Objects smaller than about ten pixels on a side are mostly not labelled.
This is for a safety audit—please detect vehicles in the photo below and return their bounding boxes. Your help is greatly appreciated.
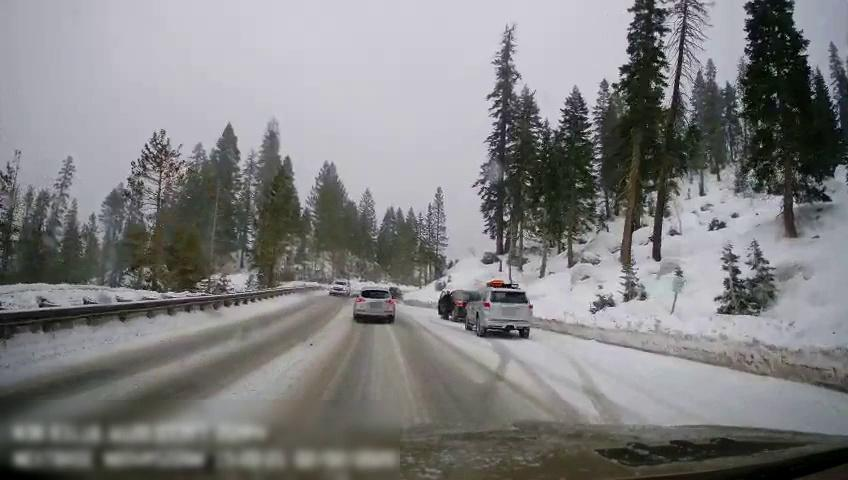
[464,286,534,340]
[329,280,353,298]
[437,288,480,322]
[387,286,403,299]
[352,287,397,326]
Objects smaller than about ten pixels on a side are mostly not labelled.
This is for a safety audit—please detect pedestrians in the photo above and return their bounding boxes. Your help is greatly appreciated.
[443,290,451,320]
